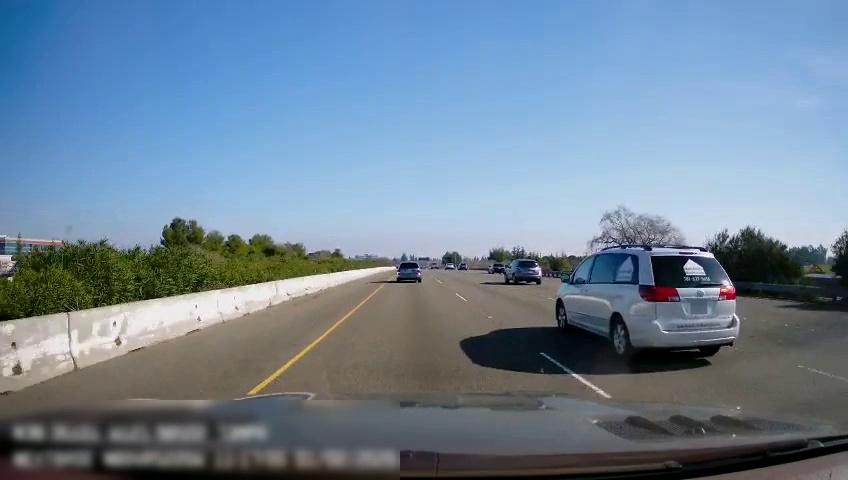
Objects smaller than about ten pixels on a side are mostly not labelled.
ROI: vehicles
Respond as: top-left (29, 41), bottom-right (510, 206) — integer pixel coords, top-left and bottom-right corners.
top-left (504, 258), bottom-right (542, 285)
top-left (488, 261), bottom-right (505, 274)
top-left (553, 248), bottom-right (739, 361)
top-left (445, 263), bottom-right (455, 270)
top-left (457, 263), bottom-right (468, 271)
top-left (395, 262), bottom-right (423, 284)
